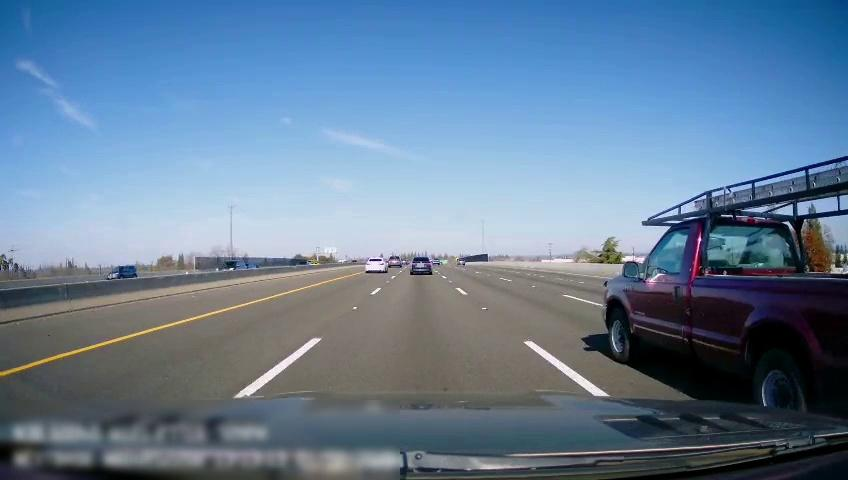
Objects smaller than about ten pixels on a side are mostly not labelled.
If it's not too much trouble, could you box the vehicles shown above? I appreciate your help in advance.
[409,256,433,276]
[387,255,404,268]
[599,154,848,421]
[364,256,389,274]
[240,262,257,270]
[105,265,137,281]
[216,259,246,273]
